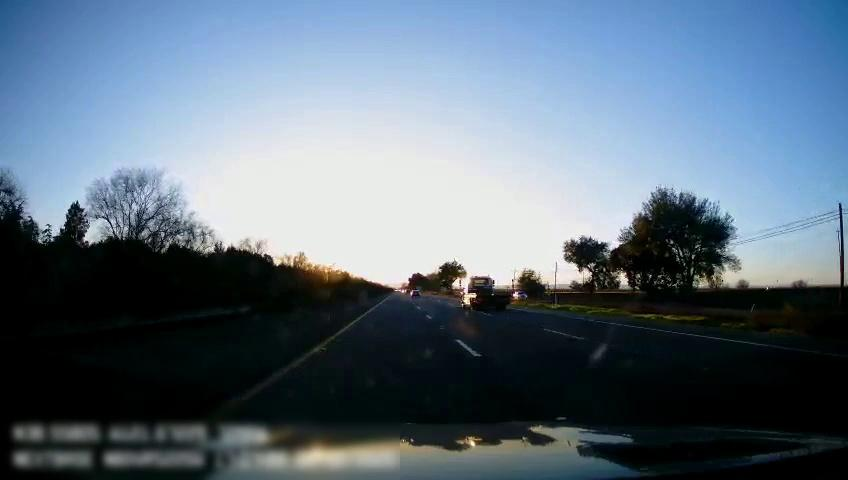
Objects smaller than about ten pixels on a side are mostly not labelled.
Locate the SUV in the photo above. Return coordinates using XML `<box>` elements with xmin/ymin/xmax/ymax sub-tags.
<box><xmin>512</xmin><ymin>290</ymin><xmax>528</xmax><ymax>301</ymax></box>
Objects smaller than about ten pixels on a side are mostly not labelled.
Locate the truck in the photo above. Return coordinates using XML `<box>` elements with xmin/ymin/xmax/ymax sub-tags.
<box><xmin>459</xmin><ymin>276</ymin><xmax>512</xmax><ymax>312</ymax></box>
